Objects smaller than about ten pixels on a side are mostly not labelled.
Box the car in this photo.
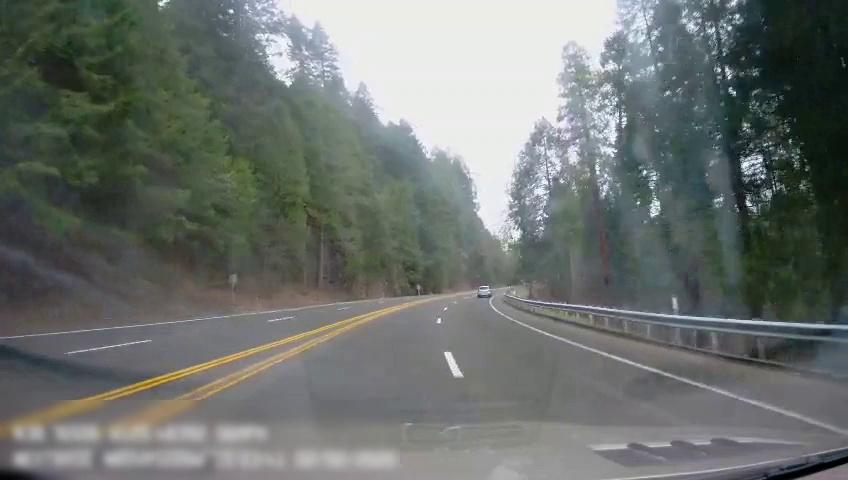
[477,285,493,299]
